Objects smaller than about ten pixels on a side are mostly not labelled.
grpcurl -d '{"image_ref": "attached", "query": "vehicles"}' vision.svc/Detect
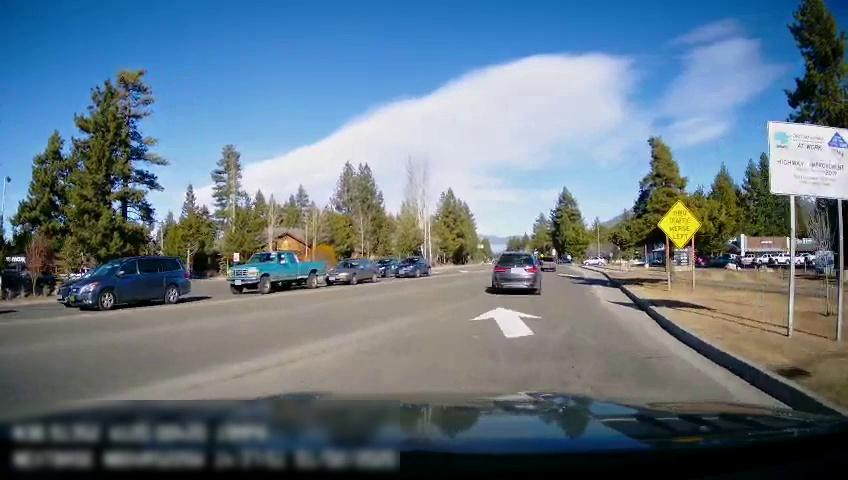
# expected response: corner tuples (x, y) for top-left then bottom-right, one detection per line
(709, 255), (736, 269)
(752, 253), (775, 266)
(66, 256), (187, 312)
(583, 256), (606, 266)
(491, 252), (543, 295)
(58, 273), (87, 302)
(227, 250), (327, 295)
(393, 257), (432, 278)
(768, 253), (802, 268)
(325, 259), (379, 287)
(374, 259), (398, 277)
(538, 256), (556, 273)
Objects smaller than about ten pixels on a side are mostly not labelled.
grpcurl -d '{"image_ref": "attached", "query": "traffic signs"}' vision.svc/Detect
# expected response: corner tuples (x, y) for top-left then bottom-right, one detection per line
(767, 121), (848, 200)
(657, 199), (703, 249)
